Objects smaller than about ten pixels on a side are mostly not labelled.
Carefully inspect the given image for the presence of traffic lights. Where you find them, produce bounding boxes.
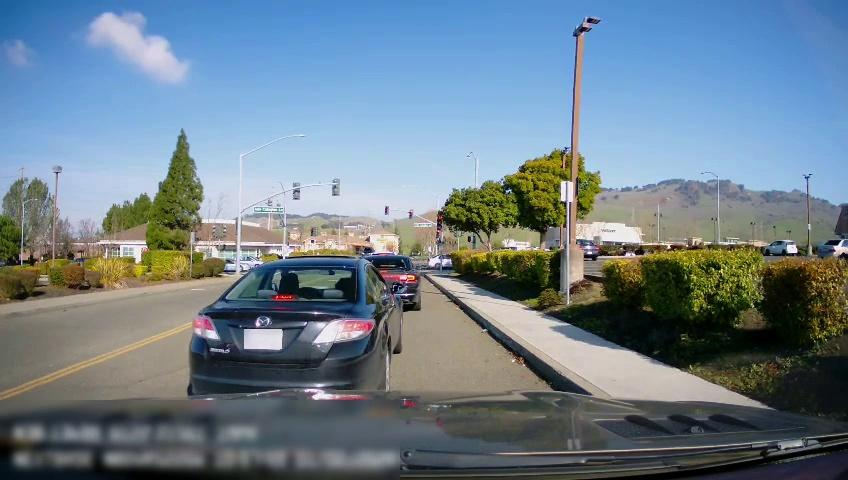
[331,179,340,196]
[291,183,300,201]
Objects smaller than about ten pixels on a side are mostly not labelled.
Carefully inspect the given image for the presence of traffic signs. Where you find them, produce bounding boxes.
[254,205,285,216]
[417,222,433,229]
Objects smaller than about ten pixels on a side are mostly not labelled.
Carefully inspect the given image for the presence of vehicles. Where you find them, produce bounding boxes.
[224,257,250,273]
[361,245,374,255]
[577,237,602,260]
[367,255,426,310]
[764,239,799,256]
[235,251,263,270]
[428,252,454,269]
[184,255,405,396]
[817,237,848,270]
